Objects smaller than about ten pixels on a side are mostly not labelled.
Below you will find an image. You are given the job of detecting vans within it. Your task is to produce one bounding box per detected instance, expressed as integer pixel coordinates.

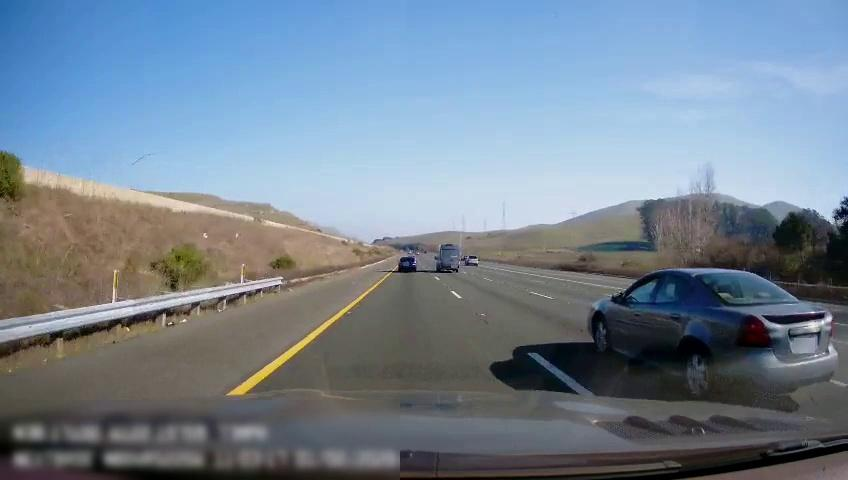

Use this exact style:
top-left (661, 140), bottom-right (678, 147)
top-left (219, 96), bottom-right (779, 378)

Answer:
top-left (433, 242), bottom-right (462, 273)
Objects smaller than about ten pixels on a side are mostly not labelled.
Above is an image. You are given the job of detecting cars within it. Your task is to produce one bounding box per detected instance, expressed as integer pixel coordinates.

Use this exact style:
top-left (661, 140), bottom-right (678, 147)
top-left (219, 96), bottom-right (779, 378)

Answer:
top-left (397, 256), bottom-right (417, 273)
top-left (587, 267), bottom-right (839, 402)
top-left (464, 255), bottom-right (479, 266)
